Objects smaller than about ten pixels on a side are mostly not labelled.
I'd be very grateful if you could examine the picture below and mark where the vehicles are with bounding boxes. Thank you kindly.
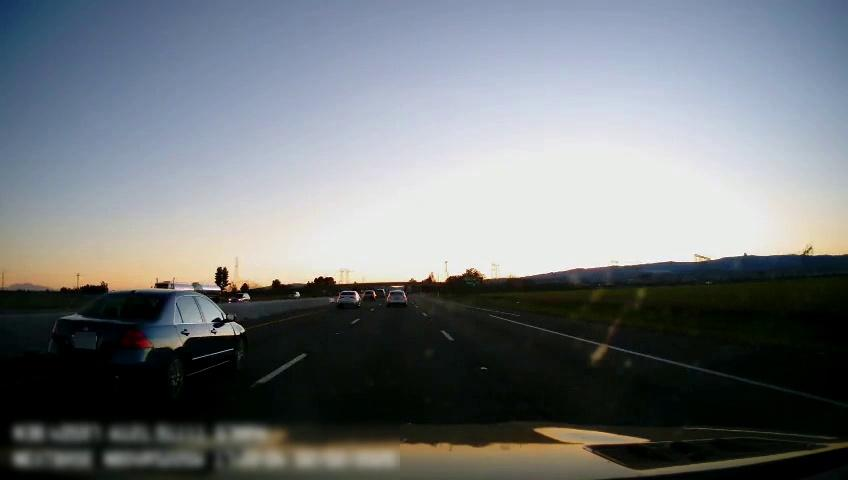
[48,289,250,397]
[227,292,251,303]
[336,289,362,307]
[191,281,222,303]
[385,290,408,308]
[362,290,379,303]
[154,281,195,290]
[288,291,301,299]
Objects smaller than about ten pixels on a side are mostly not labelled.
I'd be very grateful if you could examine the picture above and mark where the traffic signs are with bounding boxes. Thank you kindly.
[465,276,479,287]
